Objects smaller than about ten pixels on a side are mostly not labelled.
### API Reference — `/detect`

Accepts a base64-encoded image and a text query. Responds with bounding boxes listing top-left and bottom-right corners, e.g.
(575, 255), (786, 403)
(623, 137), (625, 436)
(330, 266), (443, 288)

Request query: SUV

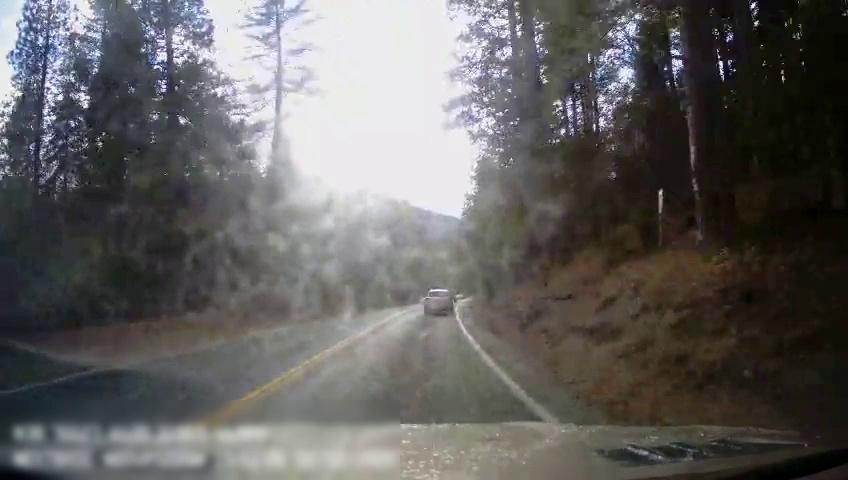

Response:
(423, 287), (455, 315)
